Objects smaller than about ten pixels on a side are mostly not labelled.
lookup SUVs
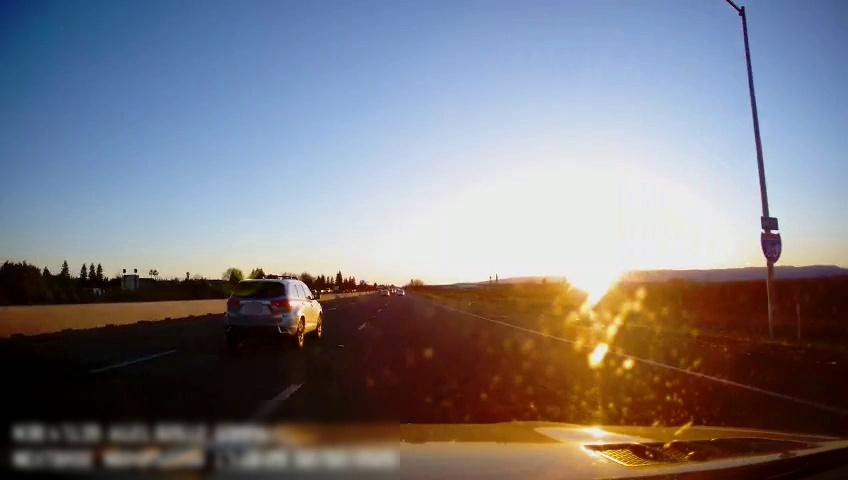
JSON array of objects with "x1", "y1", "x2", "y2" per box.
[{"x1": 225, "y1": 275, "x2": 325, "y2": 352}]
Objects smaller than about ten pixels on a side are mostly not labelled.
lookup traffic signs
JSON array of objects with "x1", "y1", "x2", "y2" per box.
[
  {"x1": 761, "y1": 216, "x2": 780, "y2": 230},
  {"x1": 760, "y1": 233, "x2": 786, "y2": 262}
]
